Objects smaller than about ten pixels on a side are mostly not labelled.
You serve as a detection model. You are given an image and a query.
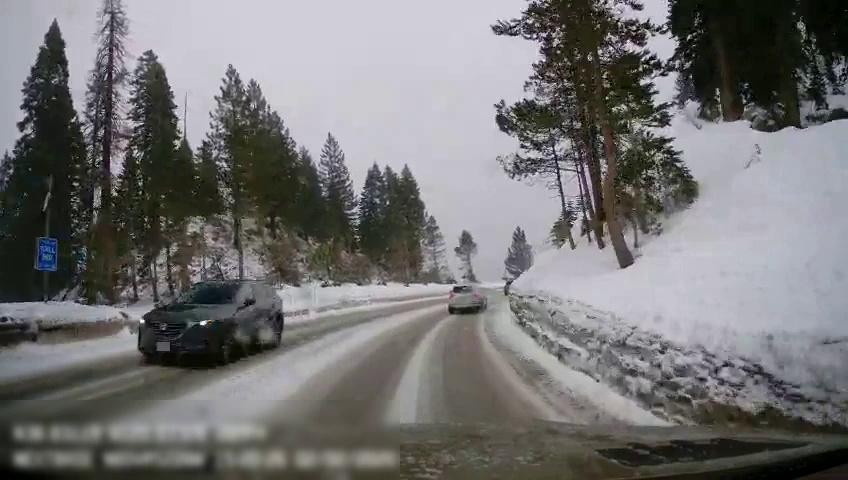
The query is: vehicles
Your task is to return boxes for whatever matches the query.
[503,280,515,297]
[447,283,489,315]
[137,280,285,367]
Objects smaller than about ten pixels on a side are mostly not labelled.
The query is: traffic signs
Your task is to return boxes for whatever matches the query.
[36,236,58,273]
